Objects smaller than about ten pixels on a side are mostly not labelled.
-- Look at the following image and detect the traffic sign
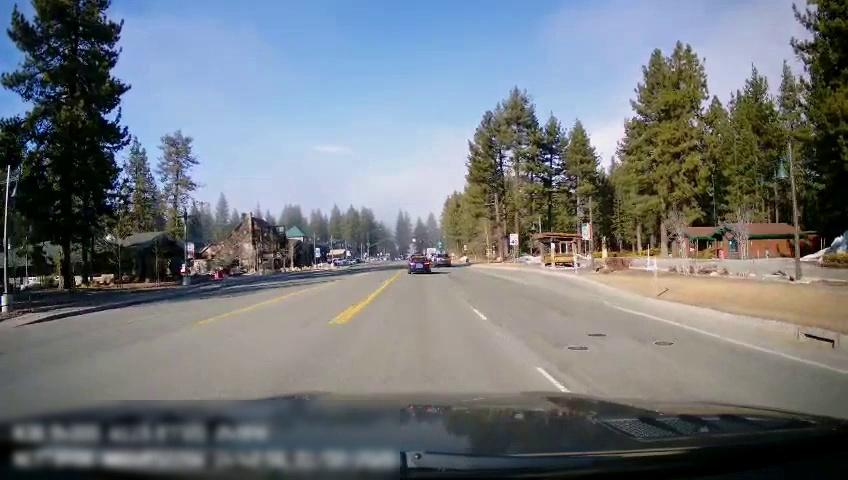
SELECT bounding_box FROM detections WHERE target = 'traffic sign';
[508,233,518,246]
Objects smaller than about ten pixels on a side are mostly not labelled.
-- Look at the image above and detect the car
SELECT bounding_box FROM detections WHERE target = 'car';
[409,255,432,275]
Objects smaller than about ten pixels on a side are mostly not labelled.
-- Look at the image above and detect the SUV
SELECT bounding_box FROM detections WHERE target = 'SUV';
[435,255,448,266]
